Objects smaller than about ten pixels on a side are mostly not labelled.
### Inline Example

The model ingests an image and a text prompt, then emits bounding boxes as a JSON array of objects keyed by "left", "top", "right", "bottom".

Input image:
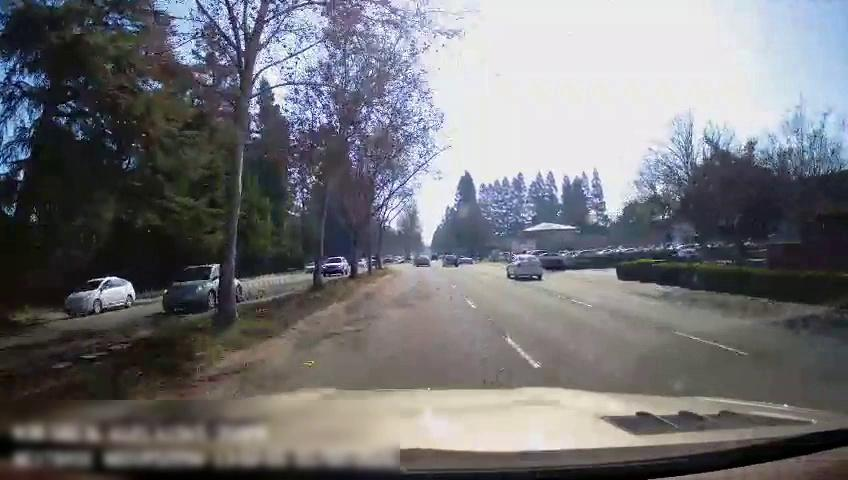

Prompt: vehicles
[
  {"left": 430, "top": 252, "right": 439, "bottom": 262},
  {"left": 458, "top": 255, "right": 473, "bottom": 265},
  {"left": 382, "top": 254, "right": 395, "bottom": 264},
  {"left": 162, "top": 263, "right": 244, "bottom": 313},
  {"left": 304, "top": 260, "right": 315, "bottom": 274},
  {"left": 357, "top": 258, "right": 367, "bottom": 268},
  {"left": 505, "top": 254, "right": 544, "bottom": 280},
  {"left": 441, "top": 254, "right": 459, "bottom": 268},
  {"left": 64, "top": 275, "right": 137, "bottom": 318},
  {"left": 321, "top": 256, "right": 350, "bottom": 278},
  {"left": 414, "top": 254, "right": 431, "bottom": 267}
]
